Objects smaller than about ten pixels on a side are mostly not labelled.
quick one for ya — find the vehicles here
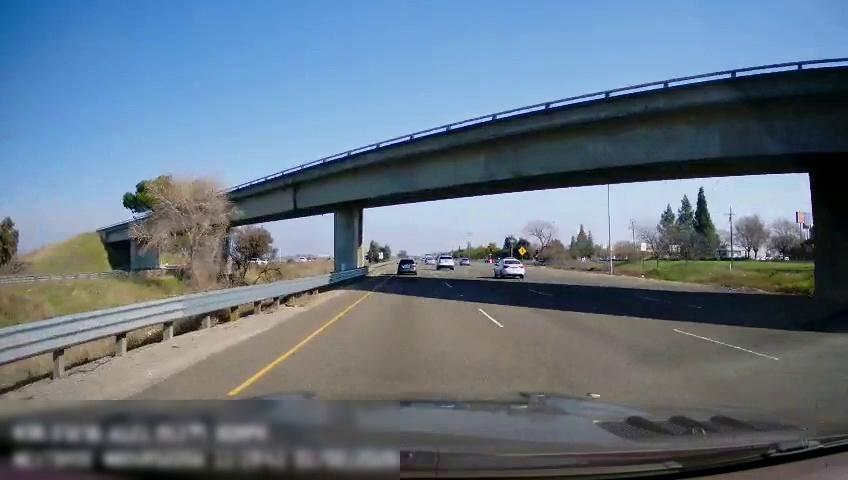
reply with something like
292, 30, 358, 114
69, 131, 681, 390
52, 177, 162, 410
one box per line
493, 257, 525, 280
435, 255, 455, 271
396, 258, 418, 276
459, 257, 470, 266
484, 256, 497, 264
532, 259, 546, 267
424, 255, 435, 265
246, 257, 262, 265
295, 256, 308, 264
